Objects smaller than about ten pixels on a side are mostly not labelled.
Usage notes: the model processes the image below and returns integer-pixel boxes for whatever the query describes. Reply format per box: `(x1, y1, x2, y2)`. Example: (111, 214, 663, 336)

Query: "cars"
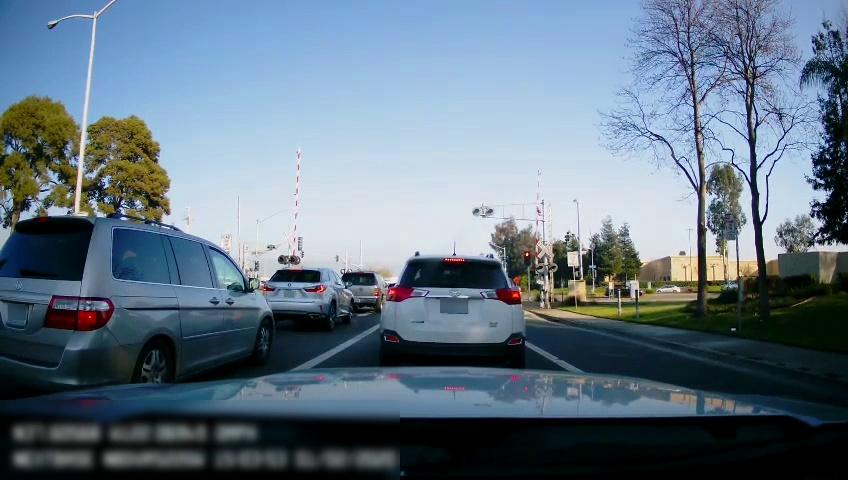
(656, 284, 681, 295)
(604, 284, 643, 297)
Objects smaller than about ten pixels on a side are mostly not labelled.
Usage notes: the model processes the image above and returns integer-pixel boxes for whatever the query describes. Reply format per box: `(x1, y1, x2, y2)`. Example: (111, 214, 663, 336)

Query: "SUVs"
(340, 270, 388, 314)
(263, 266, 354, 330)
(380, 252, 526, 363)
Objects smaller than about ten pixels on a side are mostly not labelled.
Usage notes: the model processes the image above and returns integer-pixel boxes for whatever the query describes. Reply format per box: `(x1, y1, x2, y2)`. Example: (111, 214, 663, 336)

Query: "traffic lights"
(277, 255, 288, 265)
(563, 230, 570, 245)
(523, 251, 531, 265)
(288, 255, 300, 265)
(297, 237, 304, 252)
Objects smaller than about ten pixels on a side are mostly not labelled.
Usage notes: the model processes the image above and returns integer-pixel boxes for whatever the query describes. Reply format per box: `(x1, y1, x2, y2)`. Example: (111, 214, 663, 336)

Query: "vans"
(0, 212, 276, 392)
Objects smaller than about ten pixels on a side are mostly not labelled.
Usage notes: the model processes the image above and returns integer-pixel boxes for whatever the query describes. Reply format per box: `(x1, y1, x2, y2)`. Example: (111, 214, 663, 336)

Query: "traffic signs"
(536, 240, 555, 260)
(567, 251, 579, 267)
